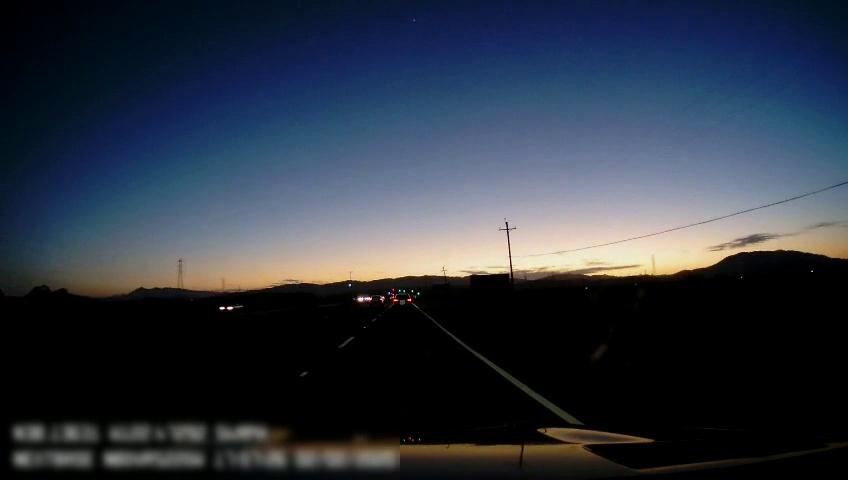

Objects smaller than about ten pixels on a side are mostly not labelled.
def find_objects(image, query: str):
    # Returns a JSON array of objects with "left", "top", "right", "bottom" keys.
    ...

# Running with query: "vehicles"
[
  {"left": 369, "top": 294, "right": 385, "bottom": 308},
  {"left": 393, "top": 293, "right": 413, "bottom": 311},
  {"left": 218, "top": 301, "right": 244, "bottom": 312}
]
